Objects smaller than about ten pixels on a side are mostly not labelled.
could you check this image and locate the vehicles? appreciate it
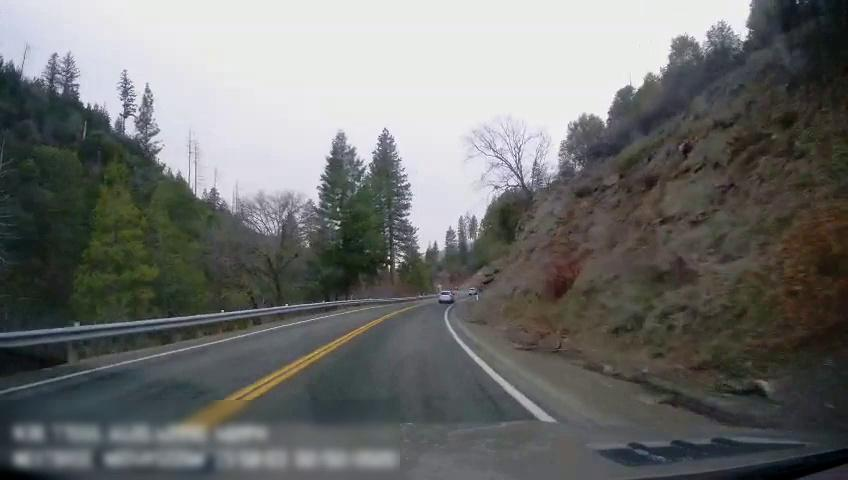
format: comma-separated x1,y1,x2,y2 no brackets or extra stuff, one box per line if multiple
438,290,455,304
468,287,478,296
